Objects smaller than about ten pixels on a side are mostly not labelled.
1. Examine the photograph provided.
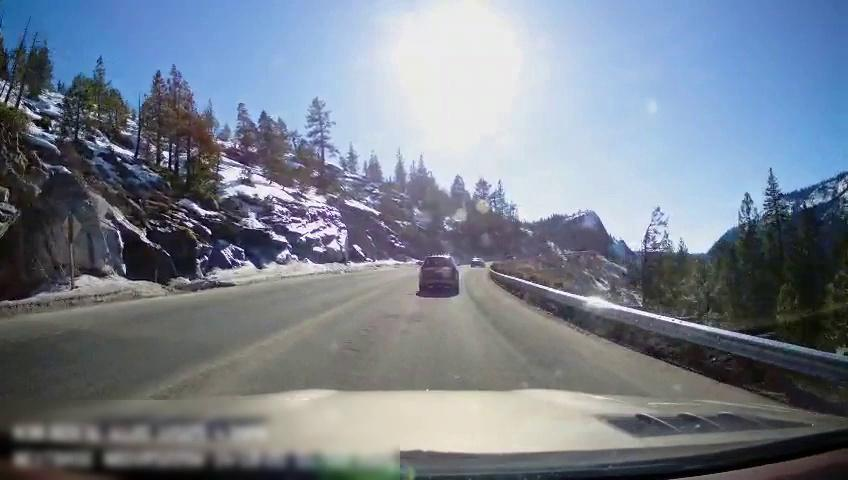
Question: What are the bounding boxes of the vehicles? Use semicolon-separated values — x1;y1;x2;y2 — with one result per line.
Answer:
470;257;483;268
417;252;461;296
